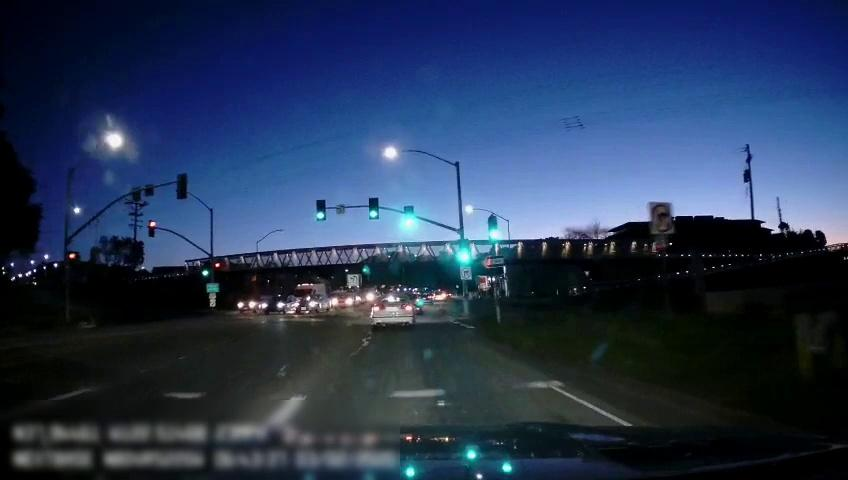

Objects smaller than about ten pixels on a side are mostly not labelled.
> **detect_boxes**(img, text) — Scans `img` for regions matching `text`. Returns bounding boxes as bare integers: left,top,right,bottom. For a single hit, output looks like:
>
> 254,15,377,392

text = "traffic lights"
67,252,75,266
461,237,473,265
369,198,380,221
202,262,210,276
148,222,153,236
316,200,328,222
214,259,220,274
488,217,500,243
177,175,187,199
403,205,417,230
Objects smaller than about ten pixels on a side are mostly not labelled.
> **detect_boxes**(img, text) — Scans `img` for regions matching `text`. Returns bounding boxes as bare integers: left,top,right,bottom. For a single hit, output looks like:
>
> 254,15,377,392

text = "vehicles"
370,294,416,330
262,294,300,315
407,294,426,315
237,294,273,314
332,291,361,310
290,283,326,299
416,286,435,304
295,294,330,315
